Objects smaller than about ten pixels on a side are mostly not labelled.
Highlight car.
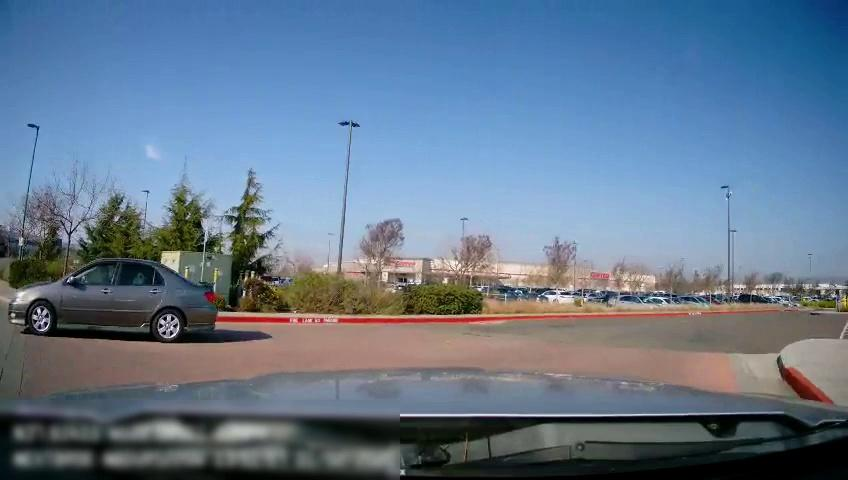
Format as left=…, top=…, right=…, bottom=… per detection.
left=8, top=257, right=216, bottom=343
